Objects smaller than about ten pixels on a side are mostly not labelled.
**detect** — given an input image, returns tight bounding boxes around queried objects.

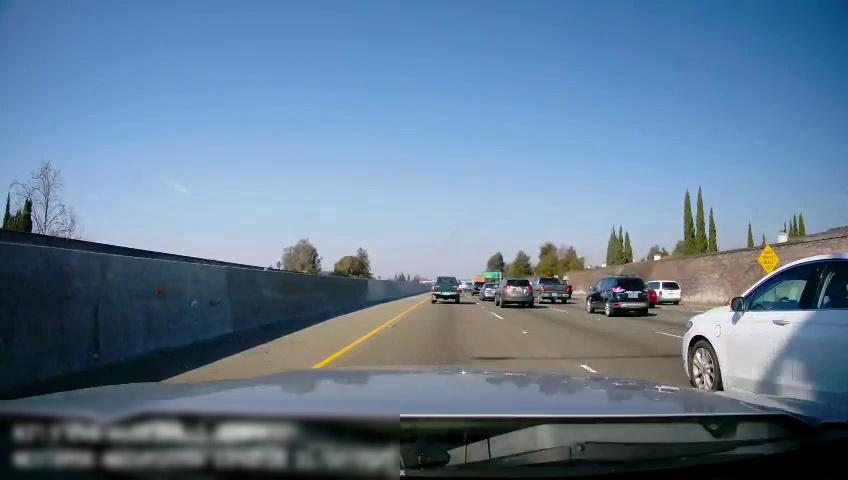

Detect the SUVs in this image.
[585,275,649,318]
[495,278,534,309]
[471,281,486,297]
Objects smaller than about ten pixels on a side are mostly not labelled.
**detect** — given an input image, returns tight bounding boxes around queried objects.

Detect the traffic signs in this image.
[756,244,780,275]
[482,271,499,280]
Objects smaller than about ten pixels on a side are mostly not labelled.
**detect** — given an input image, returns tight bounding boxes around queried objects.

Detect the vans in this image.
[640,280,683,306]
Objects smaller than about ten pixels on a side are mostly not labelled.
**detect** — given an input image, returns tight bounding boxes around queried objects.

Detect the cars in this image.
[643,288,658,309]
[478,282,499,302]
[679,252,848,409]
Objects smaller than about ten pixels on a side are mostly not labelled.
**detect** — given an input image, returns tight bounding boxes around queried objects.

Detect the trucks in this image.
[547,274,573,300]
[526,276,570,305]
[431,276,461,304]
